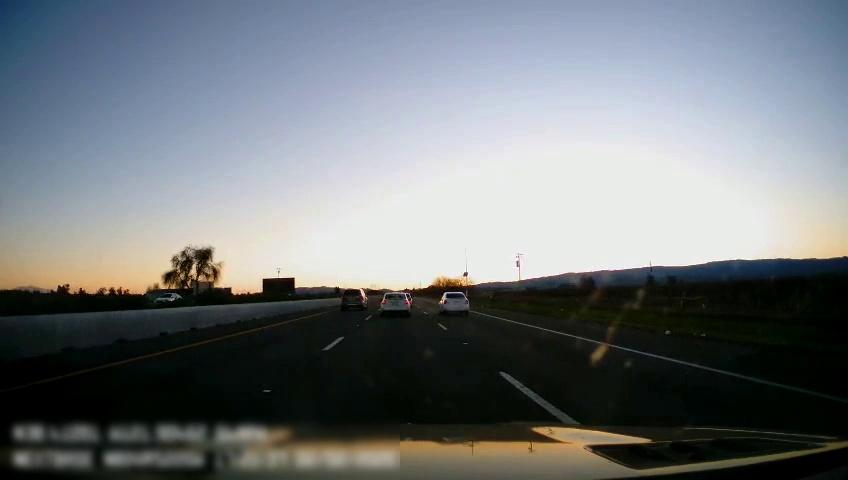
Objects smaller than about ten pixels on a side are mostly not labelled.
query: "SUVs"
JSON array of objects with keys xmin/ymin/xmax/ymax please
[{"xmin": 339, "ymin": 288, "xmax": 369, "ymax": 311}]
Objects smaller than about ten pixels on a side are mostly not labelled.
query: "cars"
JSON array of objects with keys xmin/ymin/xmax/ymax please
[
  {"xmin": 379, "ymin": 292, "xmax": 412, "ymax": 316},
  {"xmin": 438, "ymin": 291, "xmax": 471, "ymax": 314},
  {"xmin": 154, "ymin": 292, "xmax": 182, "ymax": 305}
]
